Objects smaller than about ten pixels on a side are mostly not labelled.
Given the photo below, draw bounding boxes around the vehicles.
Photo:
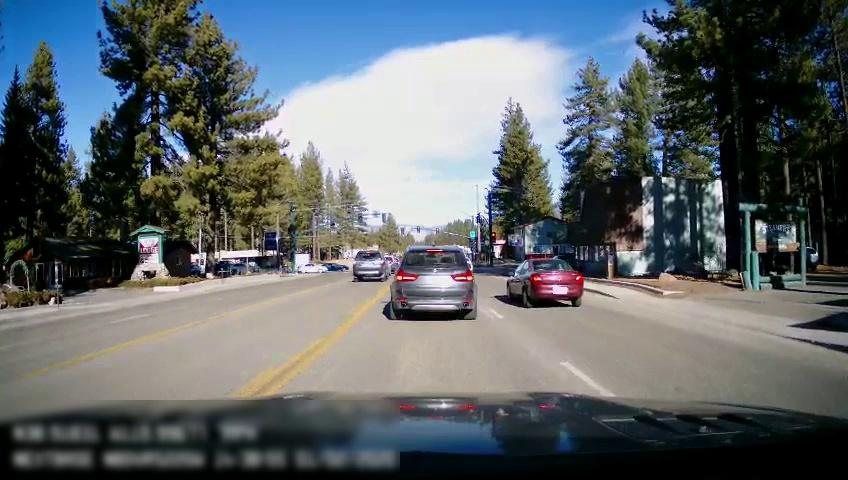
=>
[0,282,25,306]
[384,256,397,274]
[505,258,585,309]
[384,256,391,276]
[214,260,234,276]
[352,250,387,283]
[190,263,201,277]
[389,245,478,321]
[323,262,349,273]
[805,246,821,272]
[233,263,247,275]
[297,263,328,274]
[465,257,474,274]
